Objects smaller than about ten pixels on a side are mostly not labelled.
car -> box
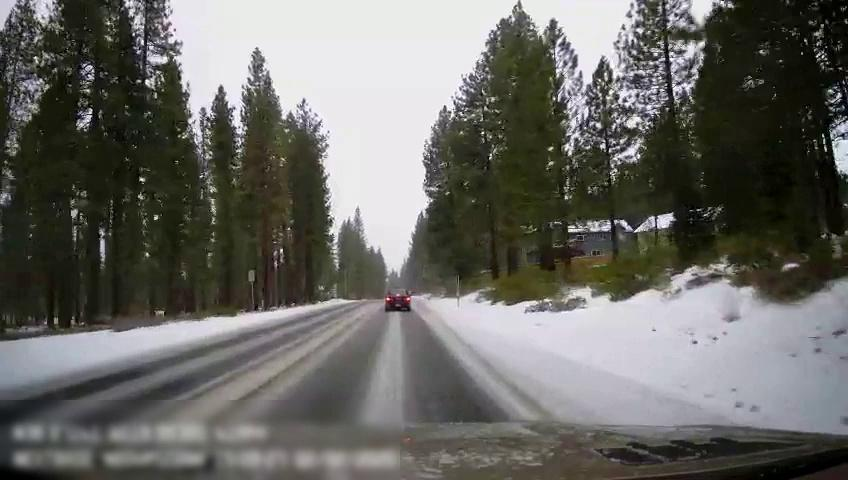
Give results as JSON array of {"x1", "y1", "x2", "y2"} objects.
[{"x1": 384, "y1": 289, "x2": 411, "y2": 312}]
